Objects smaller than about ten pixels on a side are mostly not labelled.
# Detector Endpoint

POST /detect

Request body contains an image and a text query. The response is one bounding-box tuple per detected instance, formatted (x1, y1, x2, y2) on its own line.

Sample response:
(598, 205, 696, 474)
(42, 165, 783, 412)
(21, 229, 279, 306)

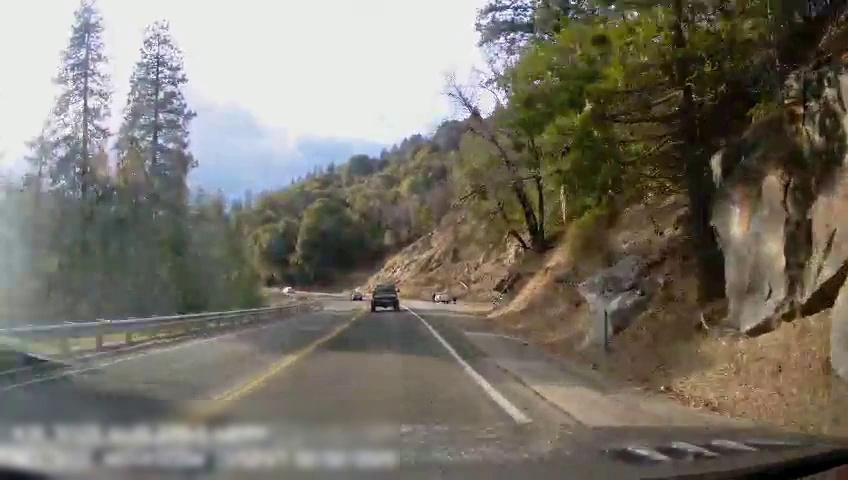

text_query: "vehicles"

(370, 285, 400, 313)
(434, 290, 451, 303)
(350, 291, 363, 301)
